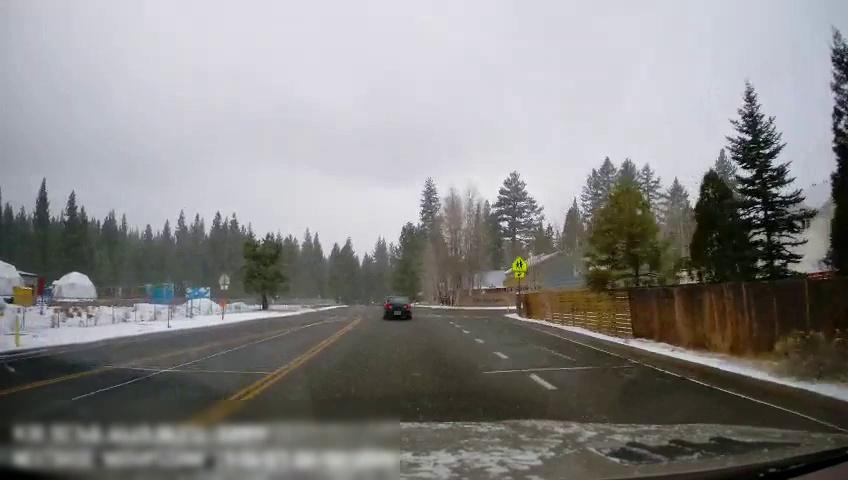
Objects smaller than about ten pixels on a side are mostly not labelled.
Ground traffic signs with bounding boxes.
[514,271,525,279]
[511,255,528,271]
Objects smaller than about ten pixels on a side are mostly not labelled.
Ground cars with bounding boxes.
[382,296,413,320]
